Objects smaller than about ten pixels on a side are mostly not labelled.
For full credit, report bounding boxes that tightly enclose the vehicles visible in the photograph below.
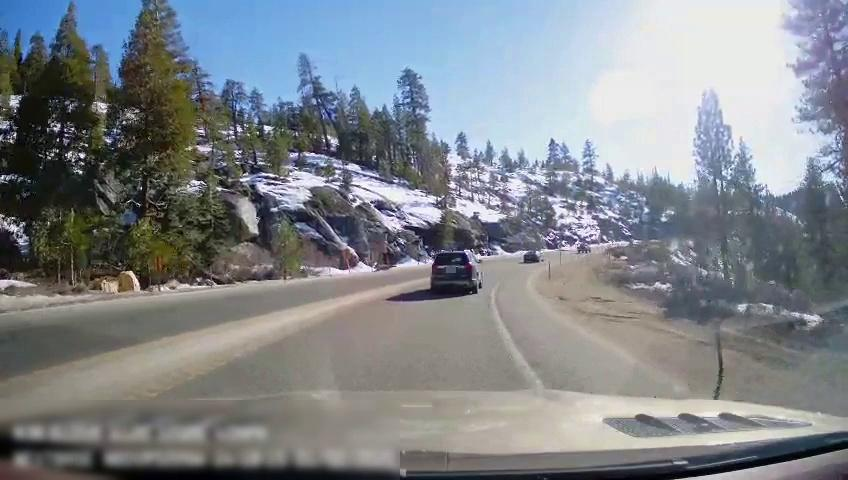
[523,249,544,265]
[575,242,592,255]
[429,248,485,296]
